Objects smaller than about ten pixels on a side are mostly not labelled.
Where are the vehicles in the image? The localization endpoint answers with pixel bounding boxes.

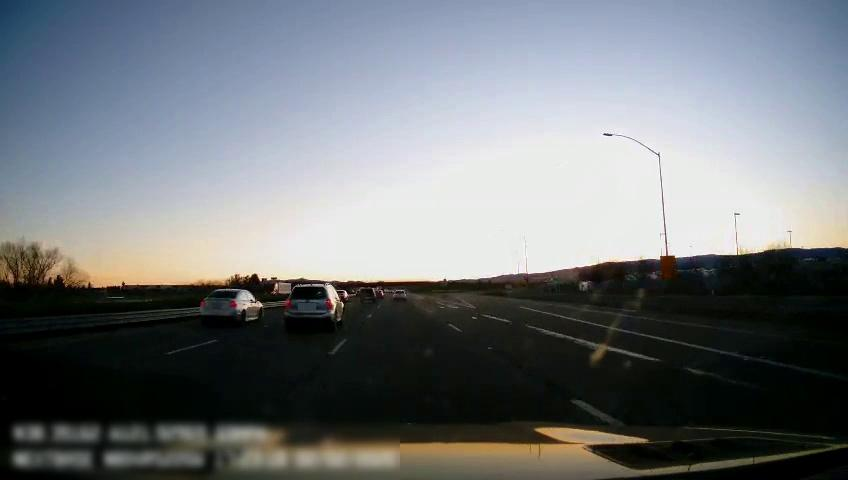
[372,289,385,299]
[360,289,376,304]
[259,282,291,301]
[392,289,407,301]
[198,289,264,329]
[284,284,344,335]
[336,289,350,302]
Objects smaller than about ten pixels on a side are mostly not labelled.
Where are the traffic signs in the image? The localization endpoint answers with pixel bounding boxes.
[661,255,675,280]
